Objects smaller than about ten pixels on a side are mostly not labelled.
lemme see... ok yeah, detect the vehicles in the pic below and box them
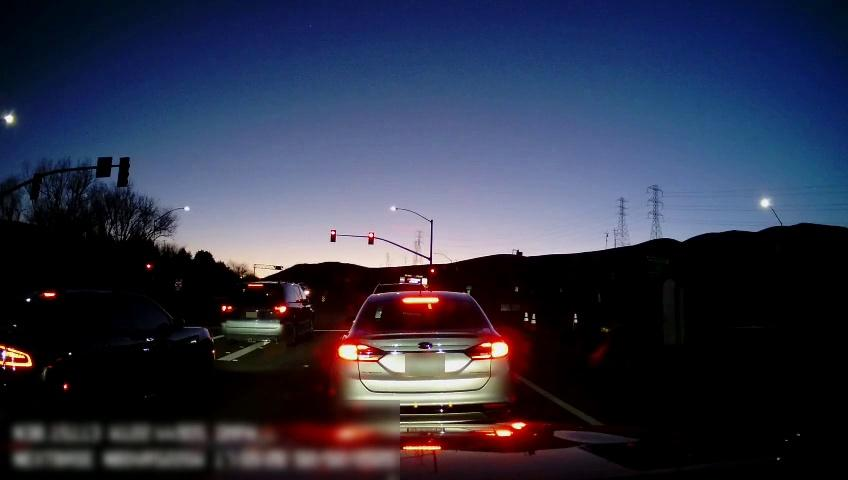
[219,281,314,345]
[0,288,217,448]
[334,290,515,426]
[373,283,433,305]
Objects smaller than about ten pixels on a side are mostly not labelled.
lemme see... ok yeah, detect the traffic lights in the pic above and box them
[116,156,130,188]
[330,229,337,243]
[29,172,43,201]
[367,231,375,246]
